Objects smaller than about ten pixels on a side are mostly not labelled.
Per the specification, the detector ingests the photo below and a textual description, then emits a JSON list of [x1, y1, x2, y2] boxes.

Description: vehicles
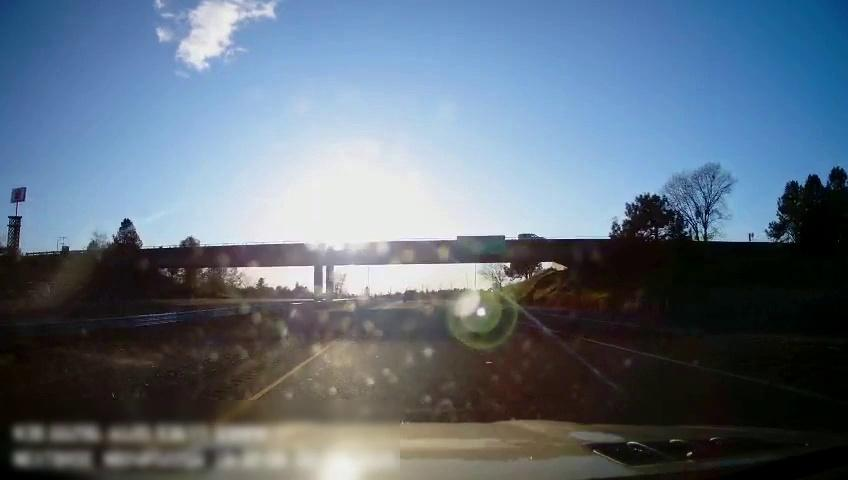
[[0, 282, 57, 312], [403, 290, 417, 303]]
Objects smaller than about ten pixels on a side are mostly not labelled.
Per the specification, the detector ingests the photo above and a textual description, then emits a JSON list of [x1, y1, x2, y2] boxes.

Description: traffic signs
[[456, 235, 506, 257]]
